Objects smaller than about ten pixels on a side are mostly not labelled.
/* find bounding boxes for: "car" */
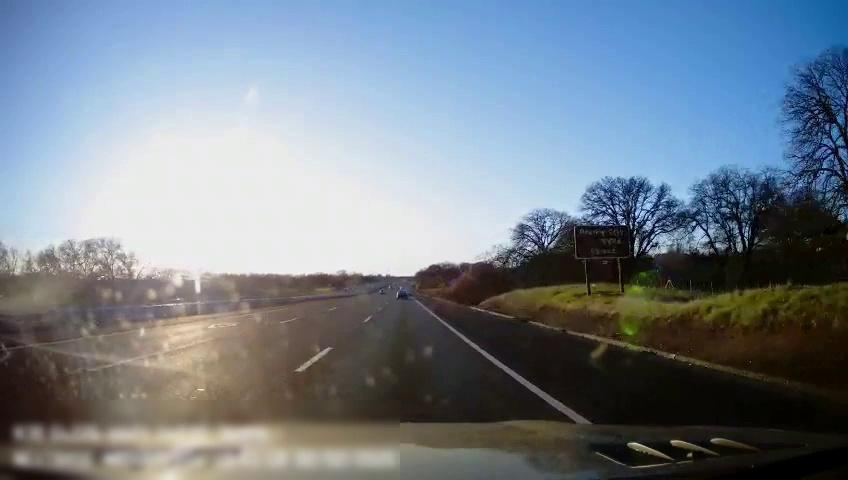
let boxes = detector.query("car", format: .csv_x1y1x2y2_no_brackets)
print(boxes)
395,290,409,300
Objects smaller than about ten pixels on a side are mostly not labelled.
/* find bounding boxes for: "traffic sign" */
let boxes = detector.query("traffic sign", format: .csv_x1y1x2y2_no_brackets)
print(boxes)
574,225,631,260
